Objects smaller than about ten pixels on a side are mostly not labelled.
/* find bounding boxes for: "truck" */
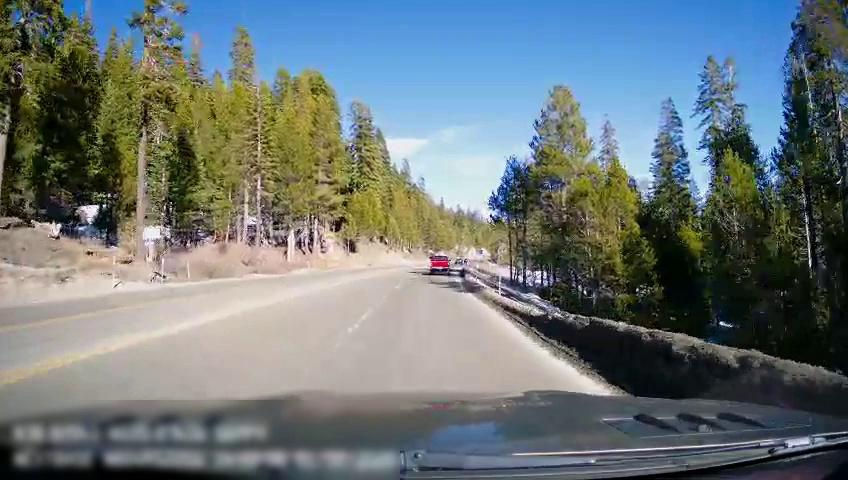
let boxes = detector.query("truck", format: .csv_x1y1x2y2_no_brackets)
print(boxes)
429,254,450,275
